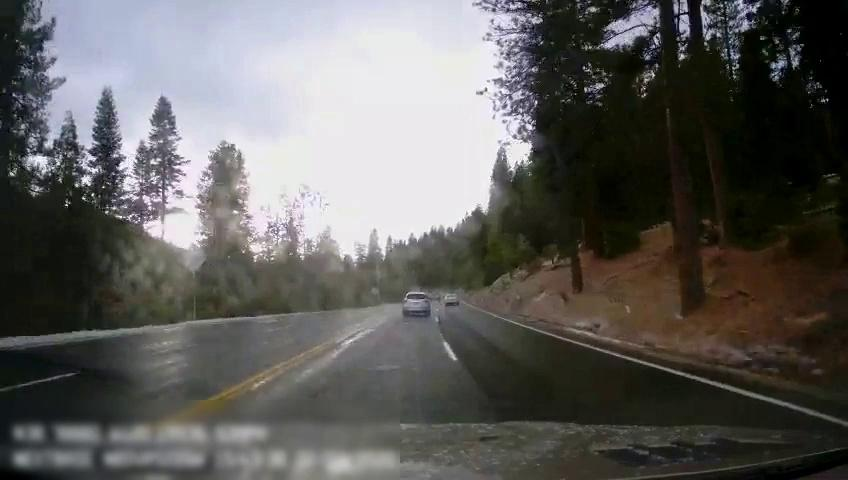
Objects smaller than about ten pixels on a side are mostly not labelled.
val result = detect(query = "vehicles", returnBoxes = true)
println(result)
[403,292,430,316]
[445,294,458,305]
